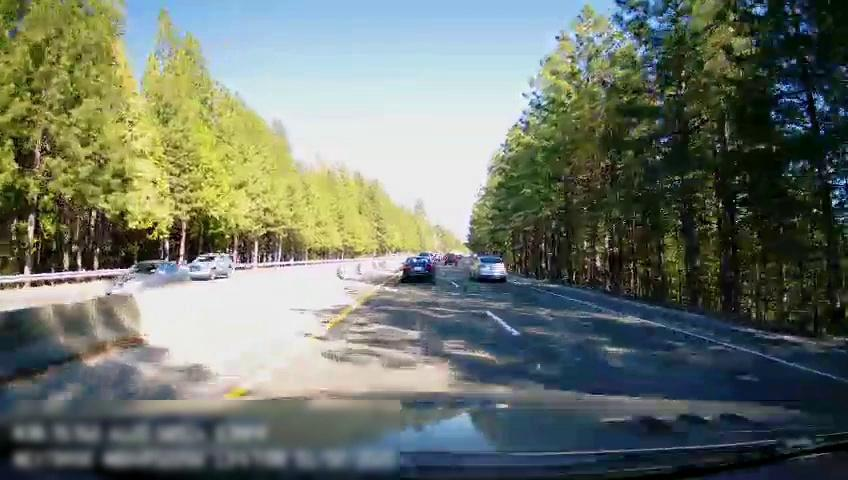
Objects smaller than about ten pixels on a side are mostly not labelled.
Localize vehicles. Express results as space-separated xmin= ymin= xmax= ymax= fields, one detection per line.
xmin=185 ymin=253 xmax=234 ymax=282
xmin=416 ymin=252 xmax=434 ymax=263
xmin=105 ymin=261 xmax=193 ymax=297
xmin=470 ymin=256 xmax=506 ymax=284
xmin=402 ymin=256 xmax=434 ymax=284
xmin=445 ymin=253 xmax=458 ymax=265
